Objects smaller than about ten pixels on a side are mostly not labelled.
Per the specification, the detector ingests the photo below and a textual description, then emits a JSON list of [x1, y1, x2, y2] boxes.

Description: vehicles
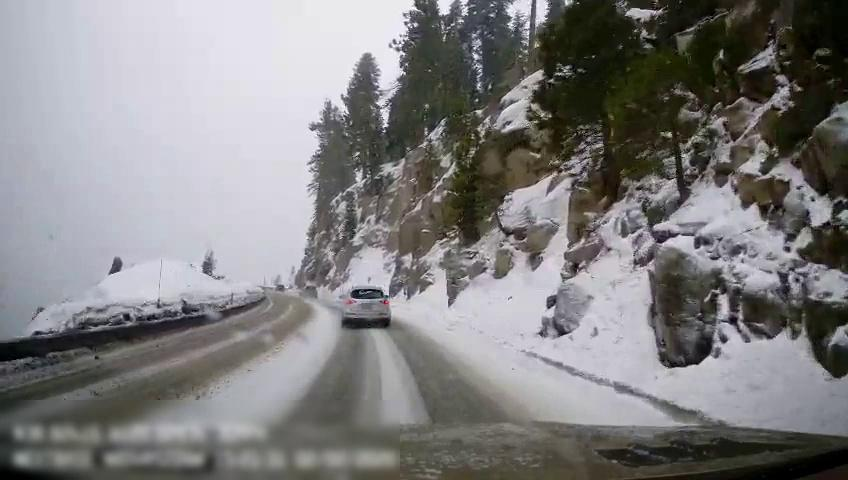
[[275, 283, 286, 292], [298, 284, 318, 299], [338, 286, 391, 329]]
